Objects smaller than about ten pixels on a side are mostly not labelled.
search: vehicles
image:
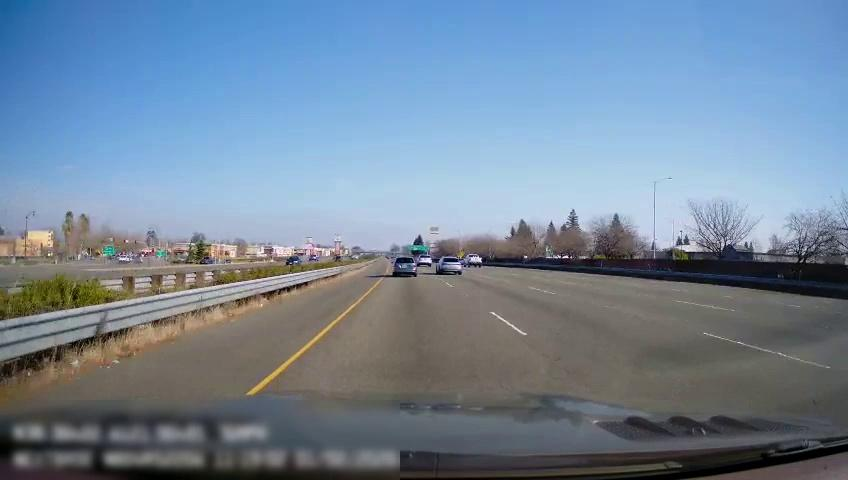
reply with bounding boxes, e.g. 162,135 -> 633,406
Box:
308,255 -> 320,262
433,256 -> 462,276
392,258 -> 417,278
462,253 -> 482,268
416,254 -> 432,267
285,256 -> 303,266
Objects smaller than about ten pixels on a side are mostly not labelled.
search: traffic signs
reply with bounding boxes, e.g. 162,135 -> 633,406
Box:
410,244 -> 428,252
